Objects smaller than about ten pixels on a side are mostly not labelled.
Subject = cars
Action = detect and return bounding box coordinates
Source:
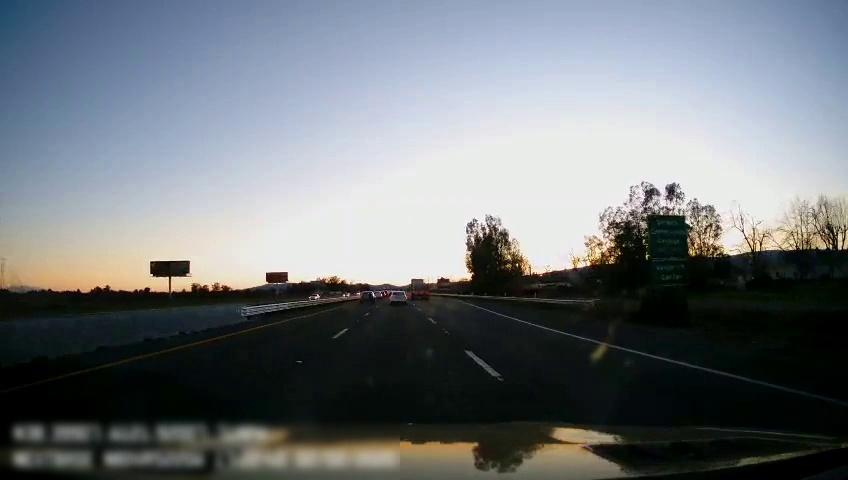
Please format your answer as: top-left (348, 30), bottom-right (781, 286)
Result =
top-left (389, 290), bottom-right (409, 306)
top-left (308, 293), bottom-right (320, 300)
top-left (359, 291), bottom-right (375, 306)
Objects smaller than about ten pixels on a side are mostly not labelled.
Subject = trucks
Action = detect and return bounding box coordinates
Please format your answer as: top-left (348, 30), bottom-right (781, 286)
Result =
top-left (409, 278), bottom-right (429, 301)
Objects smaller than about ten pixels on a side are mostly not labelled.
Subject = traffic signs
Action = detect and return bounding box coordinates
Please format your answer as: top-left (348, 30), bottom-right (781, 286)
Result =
top-left (646, 213), bottom-right (688, 260)
top-left (652, 257), bottom-right (691, 287)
